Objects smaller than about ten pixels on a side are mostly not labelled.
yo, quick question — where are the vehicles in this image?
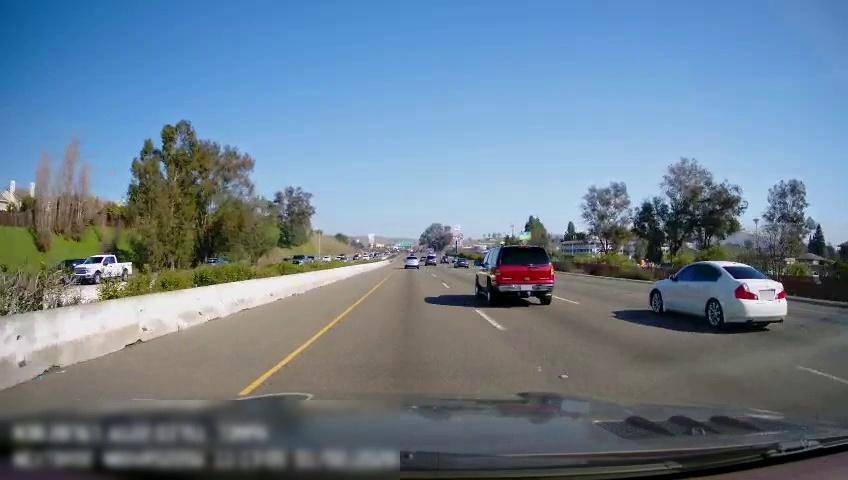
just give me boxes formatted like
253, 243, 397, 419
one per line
455, 257, 470, 269
289, 255, 312, 265
403, 254, 419, 269
425, 255, 438, 267
322, 255, 331, 262
335, 255, 348, 261
207, 257, 224, 264
649, 260, 788, 331
473, 246, 555, 306
70, 255, 133, 286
